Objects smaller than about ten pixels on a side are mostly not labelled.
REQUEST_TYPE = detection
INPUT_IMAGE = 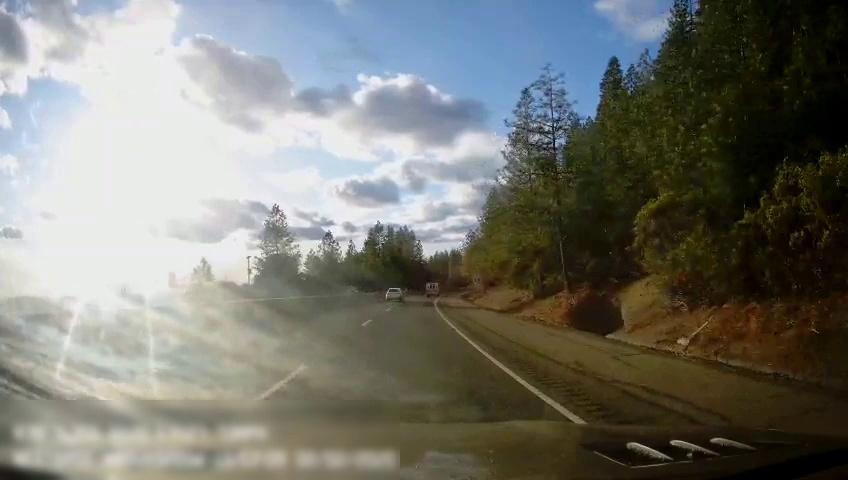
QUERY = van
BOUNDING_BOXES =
[425,282,440,297]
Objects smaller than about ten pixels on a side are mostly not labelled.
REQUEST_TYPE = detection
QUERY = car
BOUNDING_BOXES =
[385,287,402,302]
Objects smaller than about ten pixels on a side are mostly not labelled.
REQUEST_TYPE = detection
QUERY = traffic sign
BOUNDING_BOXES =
[473,276,482,287]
